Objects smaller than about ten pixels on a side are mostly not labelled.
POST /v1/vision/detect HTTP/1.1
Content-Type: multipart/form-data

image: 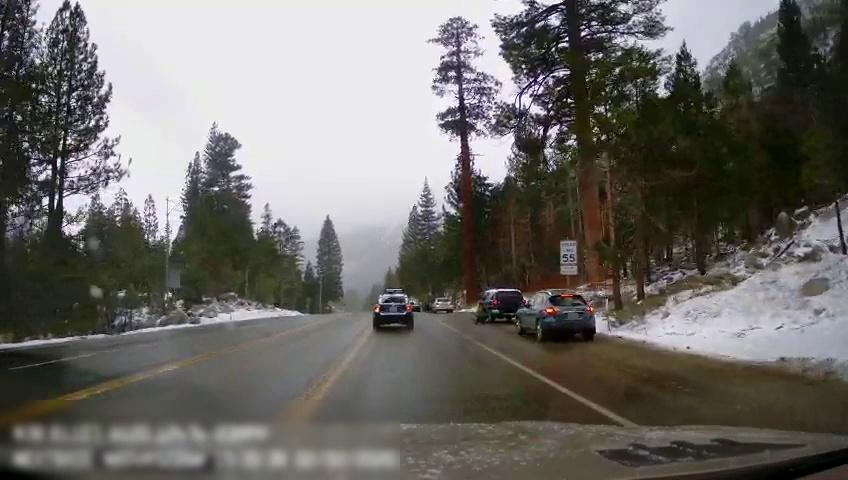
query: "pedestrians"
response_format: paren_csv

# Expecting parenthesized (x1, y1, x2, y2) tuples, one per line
(474, 301, 489, 326)
(422, 302, 431, 313)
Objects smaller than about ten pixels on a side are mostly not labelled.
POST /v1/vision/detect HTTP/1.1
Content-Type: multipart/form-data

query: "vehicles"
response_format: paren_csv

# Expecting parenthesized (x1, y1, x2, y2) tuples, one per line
(514, 289, 597, 343)
(409, 302, 421, 313)
(430, 296, 454, 314)
(372, 287, 415, 329)
(479, 288, 527, 324)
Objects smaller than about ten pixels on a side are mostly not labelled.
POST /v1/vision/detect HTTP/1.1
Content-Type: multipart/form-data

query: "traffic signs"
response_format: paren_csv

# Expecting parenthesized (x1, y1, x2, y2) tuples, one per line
(559, 239, 578, 265)
(559, 265, 578, 275)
